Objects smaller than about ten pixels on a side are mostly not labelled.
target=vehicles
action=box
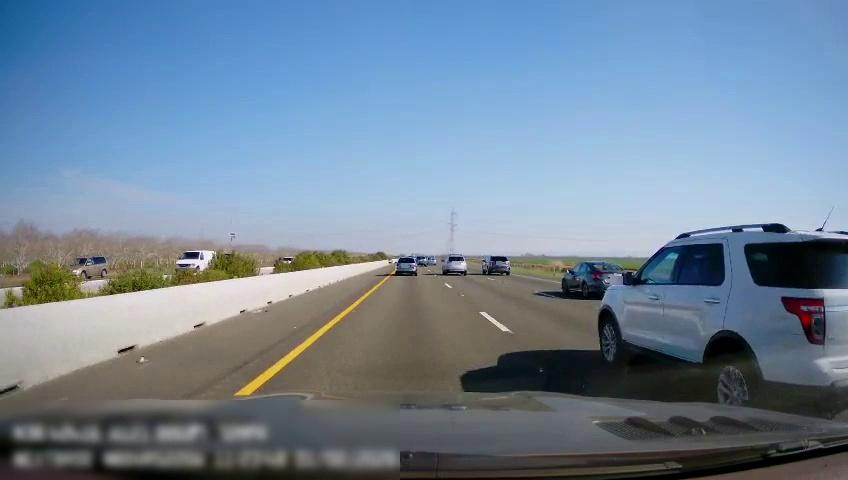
[560,261,623,300]
[280,257,295,264]
[442,255,468,276]
[482,254,512,275]
[415,255,429,267]
[395,256,418,276]
[174,249,213,274]
[67,256,111,279]
[598,223,848,410]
